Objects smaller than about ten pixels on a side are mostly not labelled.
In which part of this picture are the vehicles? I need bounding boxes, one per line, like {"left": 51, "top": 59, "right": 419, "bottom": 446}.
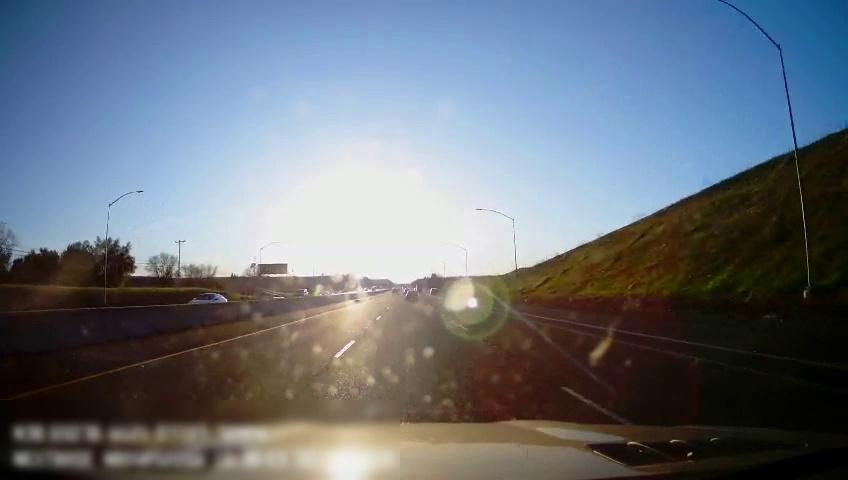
{"left": 405, "top": 290, "right": 418, "bottom": 301}
{"left": 295, "top": 288, "right": 310, "bottom": 297}
{"left": 187, "top": 293, "right": 227, "bottom": 304}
